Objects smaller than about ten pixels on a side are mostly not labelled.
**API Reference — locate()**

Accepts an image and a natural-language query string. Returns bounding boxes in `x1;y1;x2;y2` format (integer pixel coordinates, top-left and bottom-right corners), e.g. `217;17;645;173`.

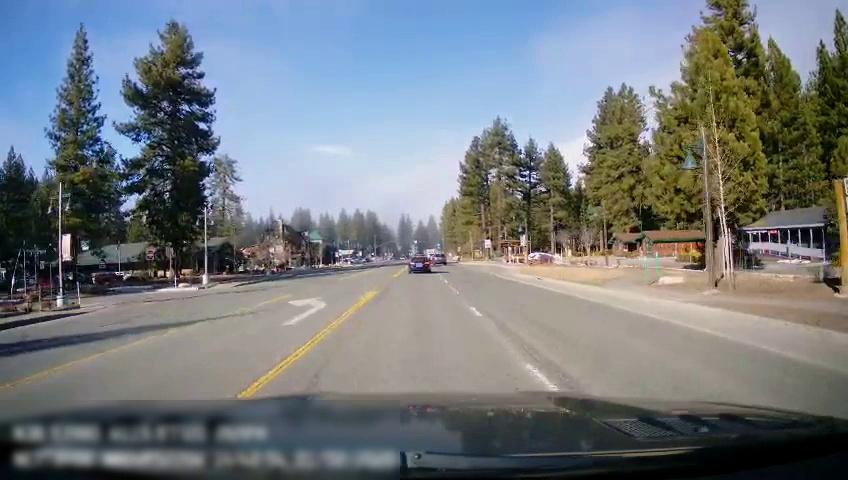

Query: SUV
433;254;446;265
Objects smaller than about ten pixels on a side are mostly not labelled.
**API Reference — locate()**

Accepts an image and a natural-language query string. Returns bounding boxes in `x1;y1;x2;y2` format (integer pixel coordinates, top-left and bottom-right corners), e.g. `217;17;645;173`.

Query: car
408;255;432;275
